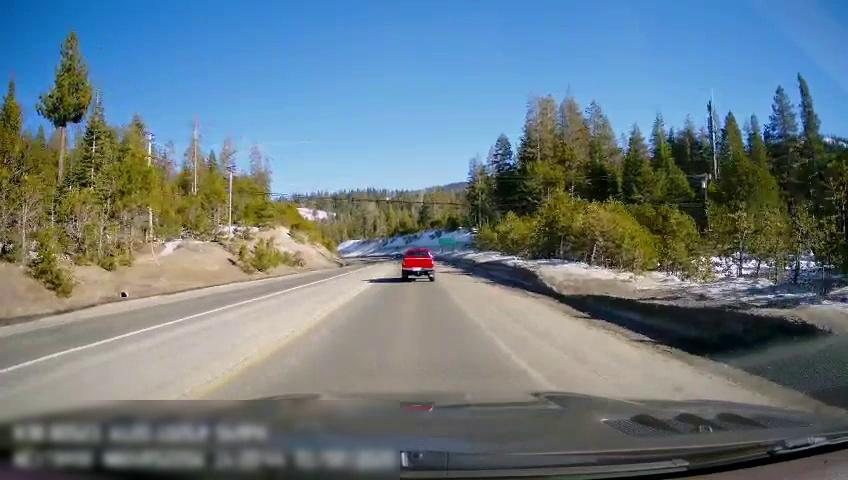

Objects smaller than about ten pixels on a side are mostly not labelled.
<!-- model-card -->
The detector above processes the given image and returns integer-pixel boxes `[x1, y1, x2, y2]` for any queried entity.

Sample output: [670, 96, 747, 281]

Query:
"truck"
[400, 246, 436, 283]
